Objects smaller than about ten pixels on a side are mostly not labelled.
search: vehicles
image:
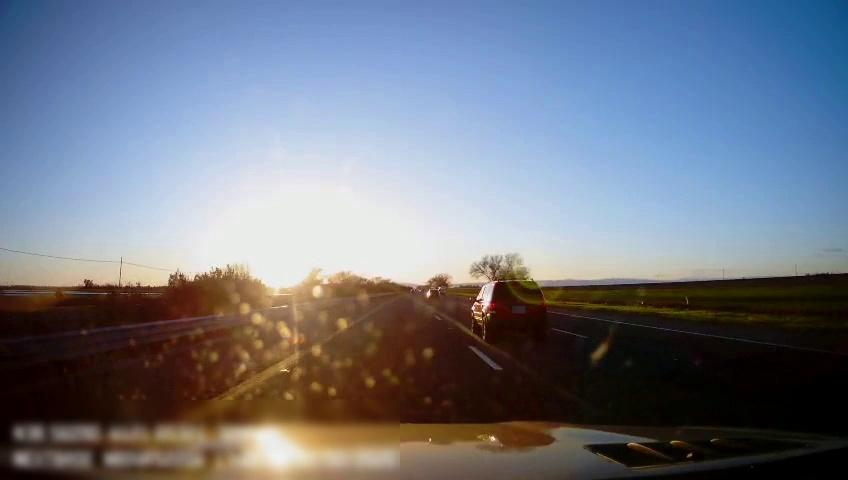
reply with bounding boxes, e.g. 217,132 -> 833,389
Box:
426,288 -> 442,300
468,280 -> 547,345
